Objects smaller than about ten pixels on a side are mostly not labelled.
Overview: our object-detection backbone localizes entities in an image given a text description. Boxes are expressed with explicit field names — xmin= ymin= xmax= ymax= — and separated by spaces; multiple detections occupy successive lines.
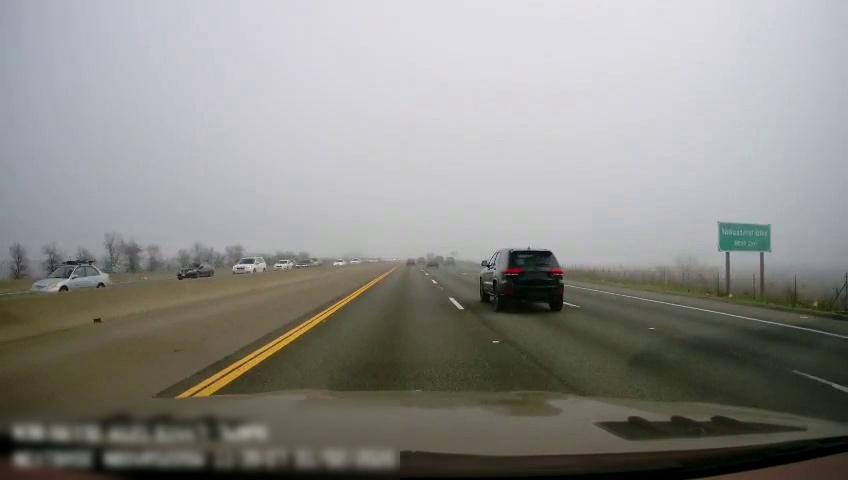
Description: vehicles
xmin=479 ymin=246 xmax=565 ymax=312
xmin=271 ymin=259 xmax=295 ymax=273
xmin=28 ymin=259 xmax=112 ymax=296
xmin=434 ymin=255 xmax=445 ymax=263
xmin=350 ymin=257 xmax=362 ymax=264
xmin=295 ymin=257 xmax=322 ymax=270
xmin=332 ymin=258 xmax=348 ymax=267
xmin=445 ymin=256 xmax=456 ymax=265
xmin=426 ymin=258 xmax=440 ymax=268
xmin=176 ymin=261 xmax=217 ymax=281
xmin=406 ymin=258 xmax=416 ymax=266
xmin=231 ymin=256 xmax=268 ymax=275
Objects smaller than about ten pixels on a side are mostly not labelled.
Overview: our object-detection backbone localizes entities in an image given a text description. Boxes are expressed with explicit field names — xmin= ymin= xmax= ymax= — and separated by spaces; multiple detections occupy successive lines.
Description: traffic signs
xmin=716 ymin=220 xmax=773 ymax=254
